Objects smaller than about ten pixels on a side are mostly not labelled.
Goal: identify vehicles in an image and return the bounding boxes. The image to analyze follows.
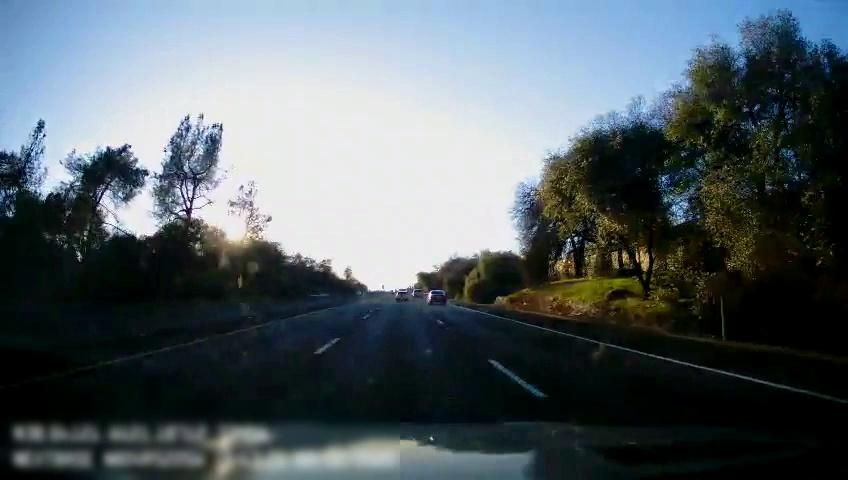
[411,288,425,299]
[426,289,448,305]
[395,290,409,301]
